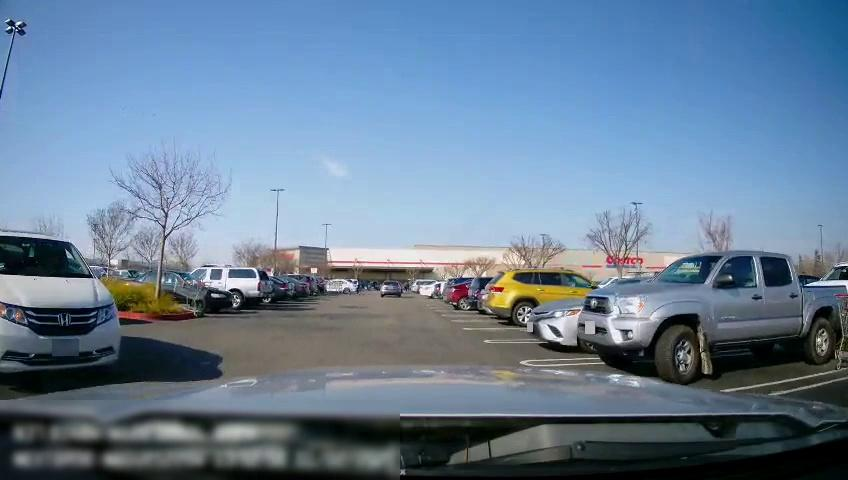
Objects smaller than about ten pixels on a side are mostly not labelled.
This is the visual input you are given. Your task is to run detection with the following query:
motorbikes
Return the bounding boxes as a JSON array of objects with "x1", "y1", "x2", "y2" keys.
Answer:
[{"x1": 430, "y1": 282, "x2": 445, "y2": 301}]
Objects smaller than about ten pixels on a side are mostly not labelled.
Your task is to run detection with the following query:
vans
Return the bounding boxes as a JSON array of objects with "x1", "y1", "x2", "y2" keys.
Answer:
[{"x1": 0, "y1": 230, "x2": 122, "y2": 375}]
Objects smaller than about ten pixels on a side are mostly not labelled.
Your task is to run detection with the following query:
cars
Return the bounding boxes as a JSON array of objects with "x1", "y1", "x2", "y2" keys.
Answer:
[
  {"x1": 805, "y1": 262, "x2": 848, "y2": 288},
  {"x1": 262, "y1": 276, "x2": 297, "y2": 305},
  {"x1": 420, "y1": 280, "x2": 446, "y2": 299},
  {"x1": 443, "y1": 276, "x2": 471, "y2": 311},
  {"x1": 325, "y1": 278, "x2": 355, "y2": 296},
  {"x1": 526, "y1": 298, "x2": 599, "y2": 355}
]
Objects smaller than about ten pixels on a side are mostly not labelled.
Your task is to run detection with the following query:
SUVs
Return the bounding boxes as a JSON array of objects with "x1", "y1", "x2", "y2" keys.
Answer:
[
  {"x1": 469, "y1": 276, "x2": 493, "y2": 308},
  {"x1": 379, "y1": 278, "x2": 403, "y2": 297},
  {"x1": 138, "y1": 269, "x2": 234, "y2": 316},
  {"x1": 479, "y1": 267, "x2": 601, "y2": 327}
]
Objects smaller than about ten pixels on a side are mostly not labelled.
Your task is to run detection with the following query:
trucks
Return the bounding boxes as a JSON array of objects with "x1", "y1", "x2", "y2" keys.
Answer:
[
  {"x1": 189, "y1": 263, "x2": 275, "y2": 311},
  {"x1": 574, "y1": 250, "x2": 848, "y2": 387}
]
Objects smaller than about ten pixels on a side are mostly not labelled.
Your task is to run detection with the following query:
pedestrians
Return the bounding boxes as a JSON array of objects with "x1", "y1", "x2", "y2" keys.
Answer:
[{"x1": 318, "y1": 278, "x2": 326, "y2": 296}]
